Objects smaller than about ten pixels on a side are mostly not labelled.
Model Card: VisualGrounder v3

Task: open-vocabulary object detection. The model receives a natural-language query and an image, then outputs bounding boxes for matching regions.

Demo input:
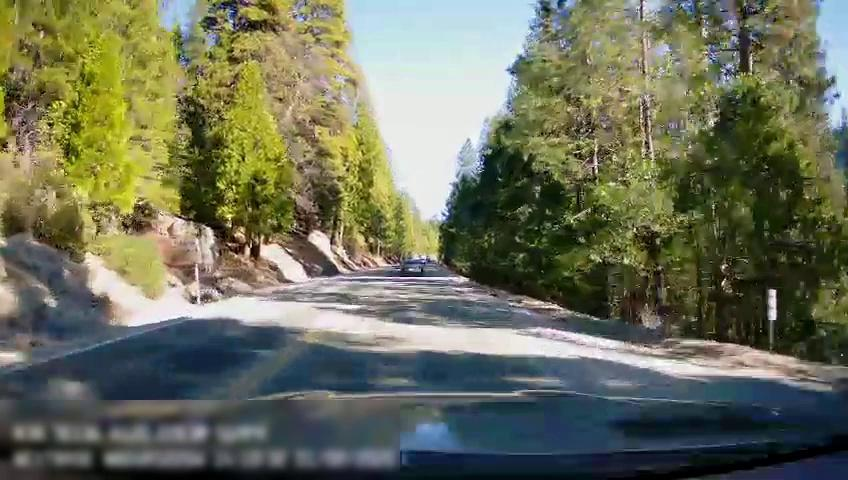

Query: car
[401,257,424,276]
